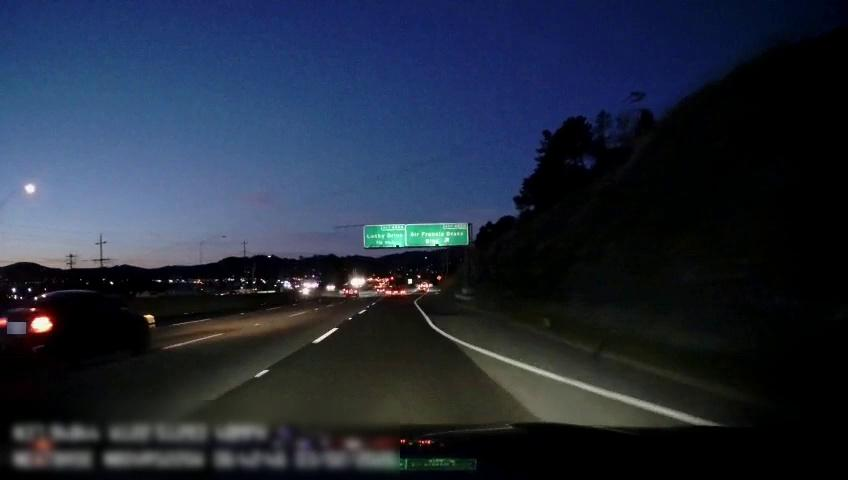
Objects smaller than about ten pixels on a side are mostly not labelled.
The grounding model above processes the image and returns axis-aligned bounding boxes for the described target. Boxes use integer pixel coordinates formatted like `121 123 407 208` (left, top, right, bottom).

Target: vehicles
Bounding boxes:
384 273 410 300
343 286 360 300
0 289 155 378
